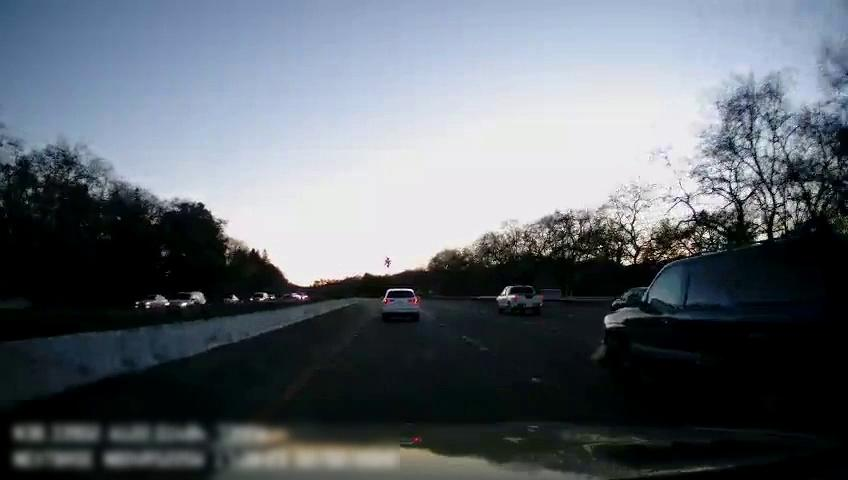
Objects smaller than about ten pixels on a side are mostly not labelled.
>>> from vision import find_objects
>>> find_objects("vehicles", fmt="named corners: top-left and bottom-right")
top-left (611, 287), bottom-right (646, 312)
top-left (223, 294), bottom-right (240, 304)
top-left (134, 294), bottom-right (169, 311)
top-left (495, 285), bottom-right (544, 316)
top-left (600, 235), bottom-right (848, 433)
top-left (268, 294), bottom-right (277, 301)
top-left (249, 292), bottom-right (269, 303)
top-left (165, 291), bottom-right (205, 311)
top-left (381, 288), bottom-right (420, 322)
